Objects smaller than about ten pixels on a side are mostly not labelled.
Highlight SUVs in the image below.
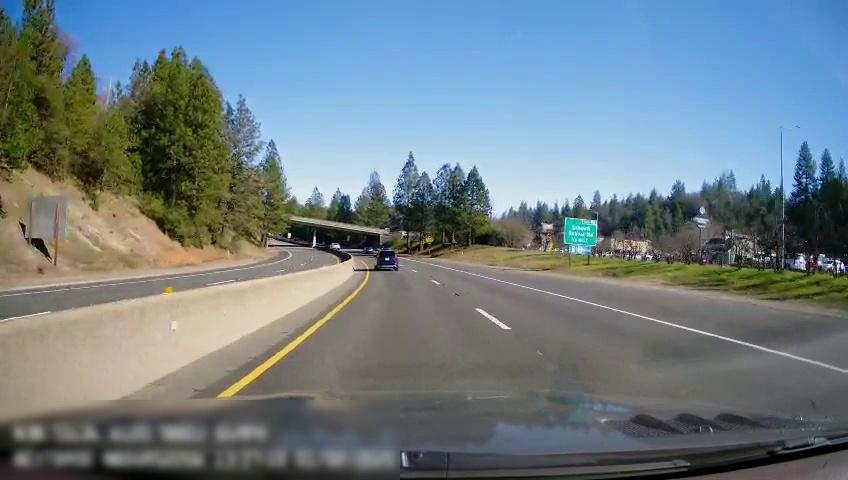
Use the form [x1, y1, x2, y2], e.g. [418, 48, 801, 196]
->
[375, 249, 400, 270]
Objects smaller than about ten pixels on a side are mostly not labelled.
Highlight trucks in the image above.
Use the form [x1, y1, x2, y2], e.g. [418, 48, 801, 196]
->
[329, 242, 341, 252]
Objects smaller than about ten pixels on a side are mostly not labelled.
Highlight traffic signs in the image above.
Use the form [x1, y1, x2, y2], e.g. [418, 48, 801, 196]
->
[568, 245, 593, 255]
[423, 233, 433, 244]
[563, 217, 598, 246]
